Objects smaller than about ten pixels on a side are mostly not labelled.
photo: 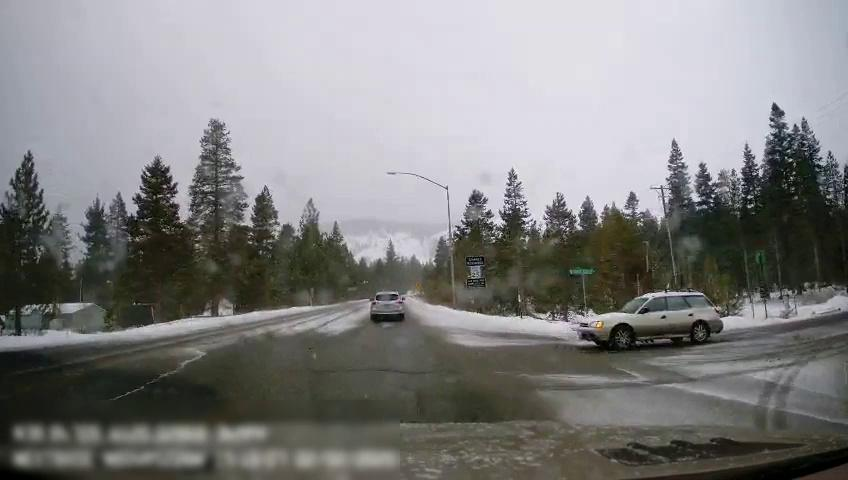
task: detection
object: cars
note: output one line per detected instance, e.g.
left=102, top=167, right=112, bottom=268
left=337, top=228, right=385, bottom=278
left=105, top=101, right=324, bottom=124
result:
left=577, top=288, right=726, bottom=351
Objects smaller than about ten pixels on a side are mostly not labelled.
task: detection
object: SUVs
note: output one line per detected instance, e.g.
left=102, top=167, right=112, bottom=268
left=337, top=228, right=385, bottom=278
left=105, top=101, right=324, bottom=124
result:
left=369, top=291, right=406, bottom=321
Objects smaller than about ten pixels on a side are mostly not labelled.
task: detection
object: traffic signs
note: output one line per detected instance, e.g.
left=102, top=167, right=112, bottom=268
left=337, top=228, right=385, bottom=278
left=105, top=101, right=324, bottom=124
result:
left=569, top=268, right=594, bottom=275
left=470, top=266, right=481, bottom=277
left=465, top=255, right=486, bottom=267
left=465, top=277, right=487, bottom=289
